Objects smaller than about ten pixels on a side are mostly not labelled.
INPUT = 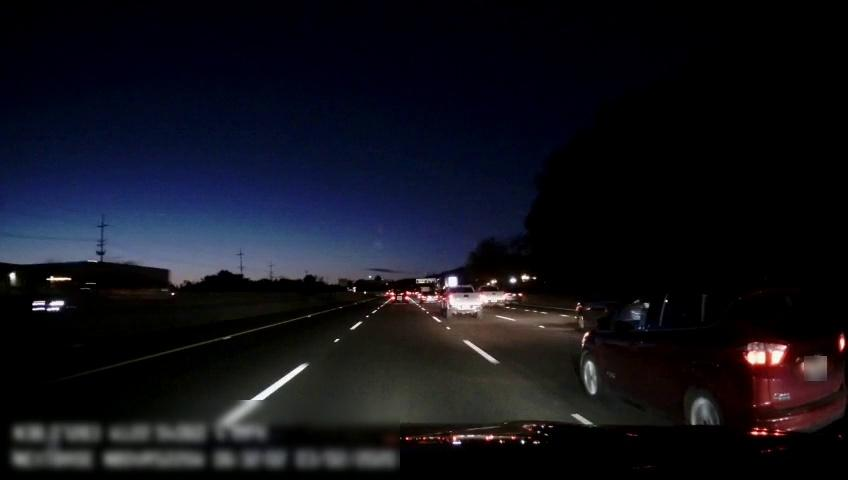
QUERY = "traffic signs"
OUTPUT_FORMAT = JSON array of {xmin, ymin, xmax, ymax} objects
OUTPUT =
[
  {"xmin": 427, "ymin": 278, "xmax": 438, "ymax": 284},
  {"xmin": 416, "ymin": 278, "xmax": 427, "ymax": 284}
]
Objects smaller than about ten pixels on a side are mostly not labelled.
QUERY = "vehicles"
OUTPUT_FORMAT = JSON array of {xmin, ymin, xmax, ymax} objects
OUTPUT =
[
  {"xmin": 418, "ymin": 290, "xmax": 440, "ymax": 305},
  {"xmin": 575, "ymin": 276, "xmax": 848, "ymax": 437},
  {"xmin": 502, "ymin": 287, "xmax": 523, "ymax": 307},
  {"xmin": 439, "ymin": 286, "xmax": 482, "ymax": 320},
  {"xmin": 476, "ymin": 285, "xmax": 504, "ymax": 309},
  {"xmin": 572, "ymin": 296, "xmax": 607, "ymax": 330},
  {"xmin": 391, "ymin": 292, "xmax": 411, "ymax": 304},
  {"xmin": 30, "ymin": 285, "xmax": 179, "ymax": 315}
]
